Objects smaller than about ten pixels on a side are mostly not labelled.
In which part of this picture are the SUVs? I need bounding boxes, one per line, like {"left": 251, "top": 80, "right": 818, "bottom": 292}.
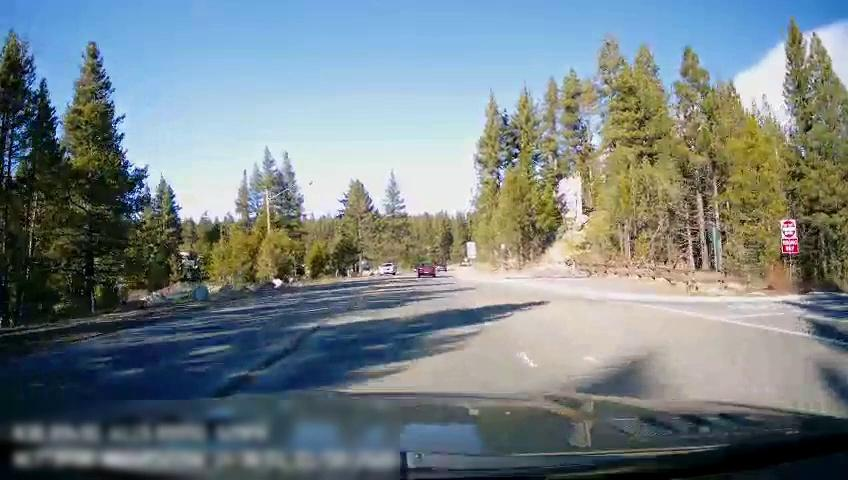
{"left": 379, "top": 262, "right": 396, "bottom": 276}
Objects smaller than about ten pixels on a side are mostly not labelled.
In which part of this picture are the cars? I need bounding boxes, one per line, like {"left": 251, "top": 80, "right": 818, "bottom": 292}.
{"left": 418, "top": 262, "right": 437, "bottom": 278}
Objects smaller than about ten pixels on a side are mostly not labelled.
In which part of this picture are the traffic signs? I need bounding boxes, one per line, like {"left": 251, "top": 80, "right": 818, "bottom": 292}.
{"left": 467, "top": 241, "right": 476, "bottom": 258}
{"left": 781, "top": 239, "right": 799, "bottom": 255}
{"left": 781, "top": 220, "right": 799, "bottom": 239}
